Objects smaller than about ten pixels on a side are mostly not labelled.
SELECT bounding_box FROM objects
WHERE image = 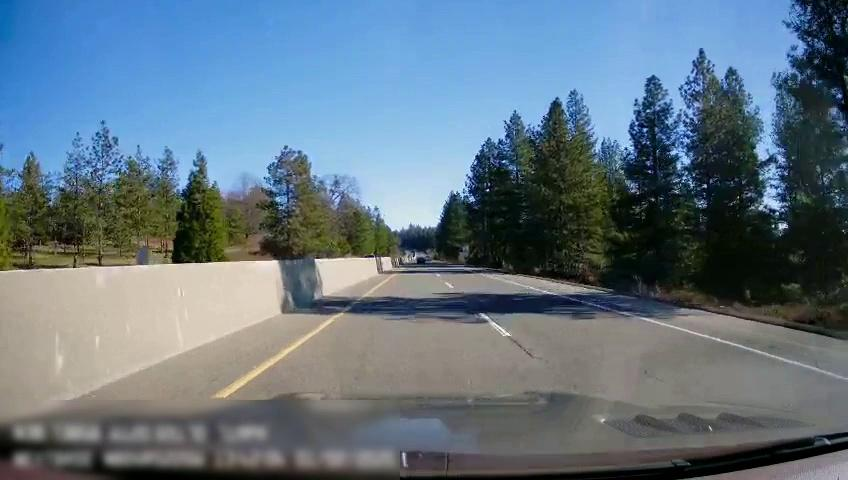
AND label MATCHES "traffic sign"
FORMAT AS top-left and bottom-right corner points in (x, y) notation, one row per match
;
(463, 244), (470, 257)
